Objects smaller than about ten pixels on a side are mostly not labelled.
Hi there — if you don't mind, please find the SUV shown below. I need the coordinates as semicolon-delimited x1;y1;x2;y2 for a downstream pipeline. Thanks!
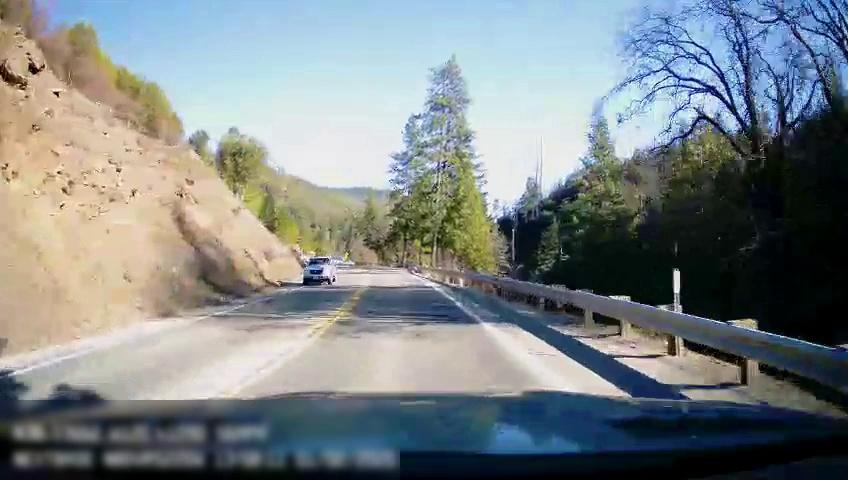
301;256;336;286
